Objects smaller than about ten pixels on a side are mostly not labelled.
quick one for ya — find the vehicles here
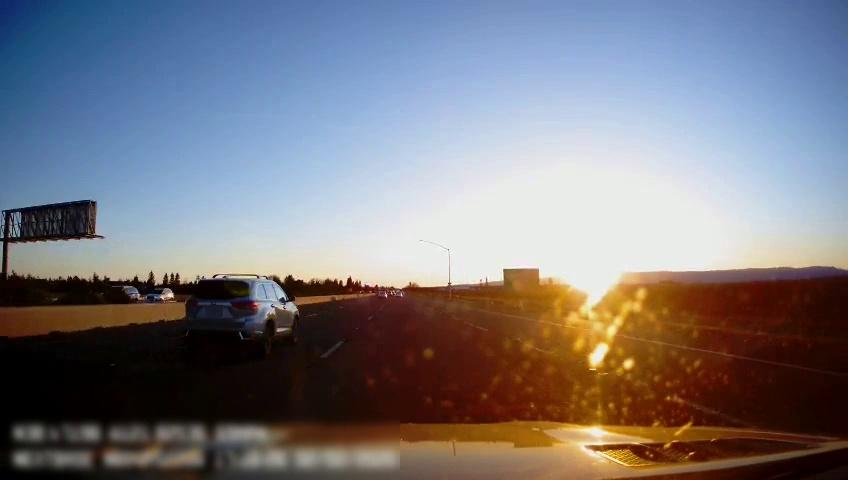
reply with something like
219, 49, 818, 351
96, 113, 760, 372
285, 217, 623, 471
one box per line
105, 286, 140, 304
145, 287, 174, 304
182, 273, 303, 362
376, 289, 388, 298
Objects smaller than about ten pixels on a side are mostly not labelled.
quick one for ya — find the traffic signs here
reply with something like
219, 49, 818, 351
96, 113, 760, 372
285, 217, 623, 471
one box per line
503, 267, 540, 288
